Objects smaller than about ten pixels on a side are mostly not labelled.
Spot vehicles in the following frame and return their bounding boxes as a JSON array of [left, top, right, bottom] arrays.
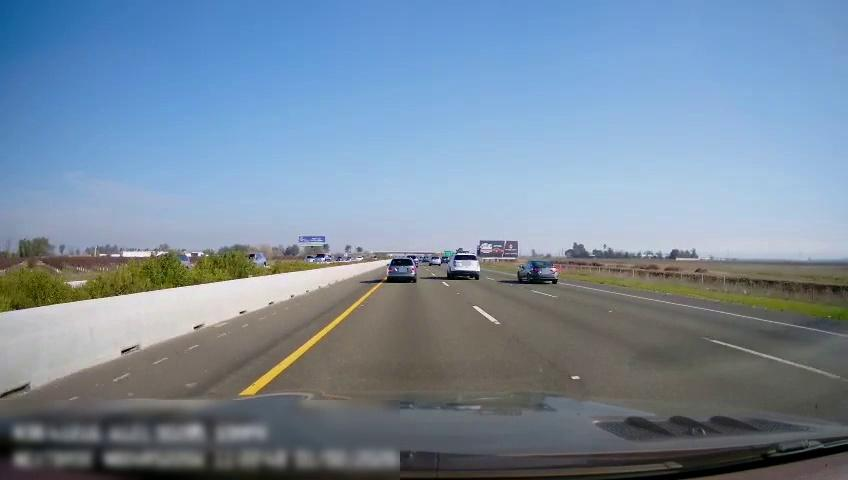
[[304, 255, 316, 264], [516, 259, 559, 285], [386, 257, 418, 283], [428, 255, 442, 266], [445, 253, 481, 280], [176, 254, 191, 270], [246, 252, 268, 267]]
